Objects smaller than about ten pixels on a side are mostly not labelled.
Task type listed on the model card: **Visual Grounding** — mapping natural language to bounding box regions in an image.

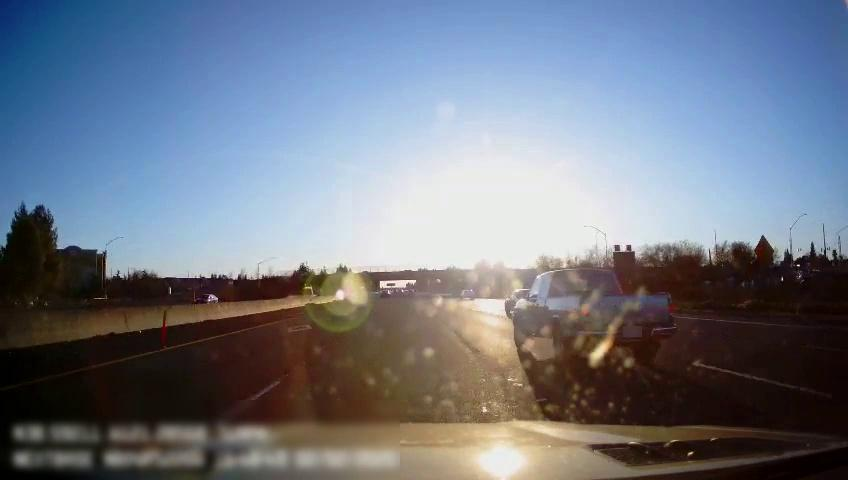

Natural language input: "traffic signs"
[754,234,776,264]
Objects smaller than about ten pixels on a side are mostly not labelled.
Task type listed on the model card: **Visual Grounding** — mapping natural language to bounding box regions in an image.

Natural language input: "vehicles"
[459,288,474,300]
[504,288,525,315]
[192,293,219,305]
[512,269,675,366]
